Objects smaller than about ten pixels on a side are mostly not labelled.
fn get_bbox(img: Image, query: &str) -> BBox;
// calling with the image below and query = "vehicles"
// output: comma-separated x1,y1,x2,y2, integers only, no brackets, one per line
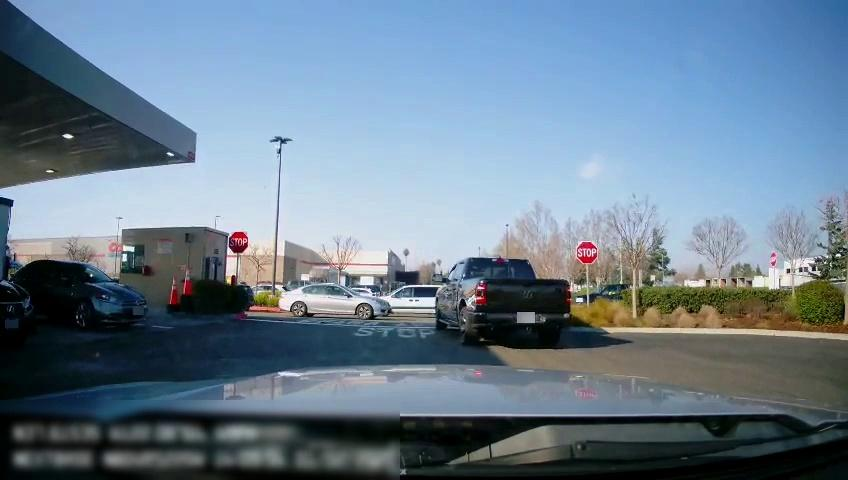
349,287,376,296
0,280,37,339
384,284,439,315
431,256,572,348
6,259,146,331
575,283,634,305
278,284,392,321
250,283,291,300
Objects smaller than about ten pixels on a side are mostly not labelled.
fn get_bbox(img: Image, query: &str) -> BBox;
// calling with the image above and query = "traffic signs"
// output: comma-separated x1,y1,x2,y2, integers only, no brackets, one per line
767,250,780,267
227,229,251,256
574,240,601,265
